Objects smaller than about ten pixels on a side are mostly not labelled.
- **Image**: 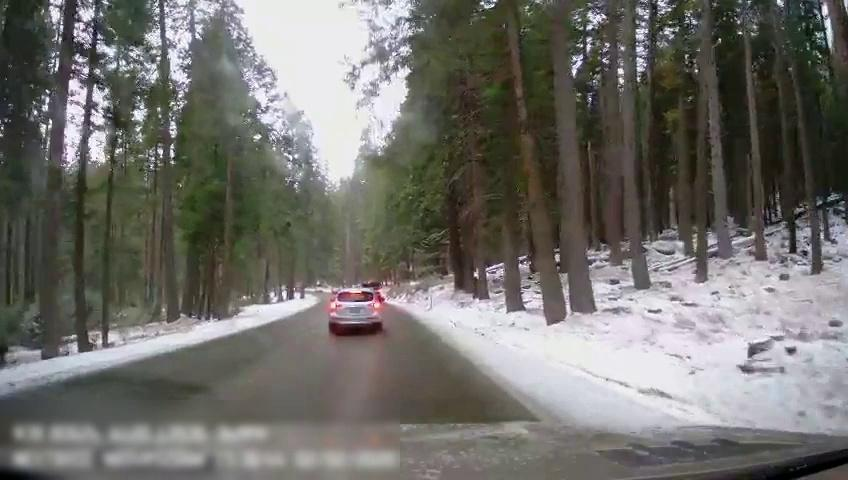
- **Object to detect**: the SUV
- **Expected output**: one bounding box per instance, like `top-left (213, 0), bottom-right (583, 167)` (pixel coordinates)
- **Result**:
top-left (328, 286), bottom-right (385, 335)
